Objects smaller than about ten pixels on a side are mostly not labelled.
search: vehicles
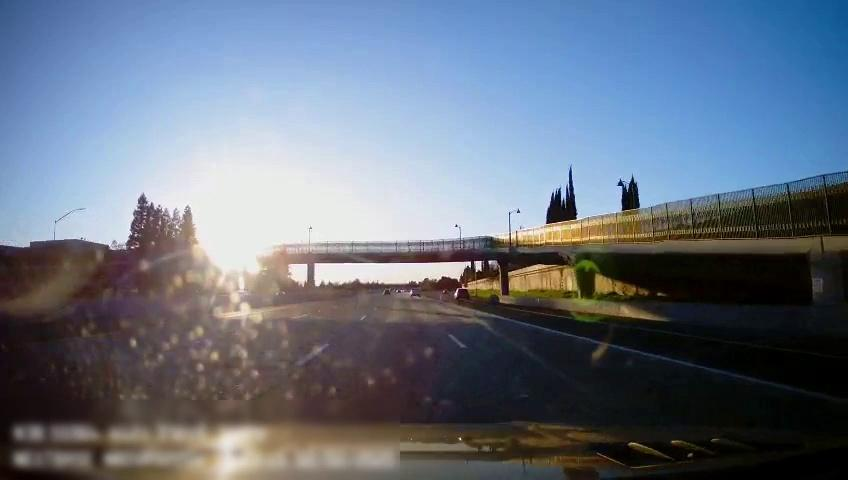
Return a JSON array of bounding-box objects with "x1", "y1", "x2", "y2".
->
[
  {"x1": 382, "y1": 288, "x2": 392, "y2": 296},
  {"x1": 408, "y1": 287, "x2": 422, "y2": 298},
  {"x1": 231, "y1": 290, "x2": 251, "y2": 297},
  {"x1": 454, "y1": 288, "x2": 472, "y2": 301}
]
